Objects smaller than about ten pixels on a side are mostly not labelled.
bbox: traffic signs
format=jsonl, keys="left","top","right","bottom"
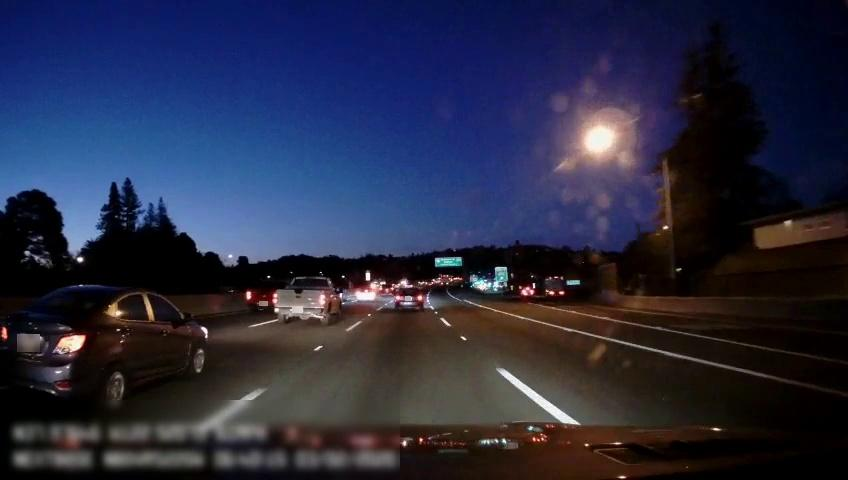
{"left": 365, "top": 269, "right": 371, "bottom": 281}
{"left": 495, "top": 266, "right": 508, "bottom": 282}
{"left": 566, "top": 280, "right": 581, "bottom": 286}
{"left": 435, "top": 257, "right": 463, "bottom": 267}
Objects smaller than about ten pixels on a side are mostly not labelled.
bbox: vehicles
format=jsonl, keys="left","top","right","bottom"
{"left": 395, "top": 286, "right": 424, "bottom": 310}
{"left": 0, "top": 284, "right": 209, "bottom": 413}
{"left": 544, "top": 279, "right": 566, "bottom": 299}
{"left": 356, "top": 287, "right": 377, "bottom": 302}
{"left": 246, "top": 279, "right": 291, "bottom": 311}
{"left": 521, "top": 286, "right": 534, "bottom": 296}
{"left": 380, "top": 283, "right": 396, "bottom": 295}
{"left": 273, "top": 276, "right": 343, "bottom": 324}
